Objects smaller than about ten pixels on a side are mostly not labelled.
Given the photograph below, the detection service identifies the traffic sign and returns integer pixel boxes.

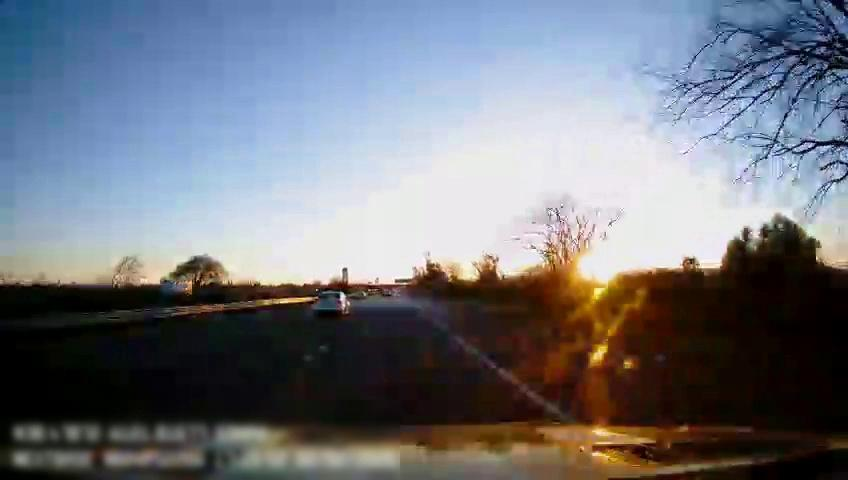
[395,278,410,283]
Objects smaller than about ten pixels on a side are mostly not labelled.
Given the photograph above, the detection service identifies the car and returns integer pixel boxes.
[311,291,351,321]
